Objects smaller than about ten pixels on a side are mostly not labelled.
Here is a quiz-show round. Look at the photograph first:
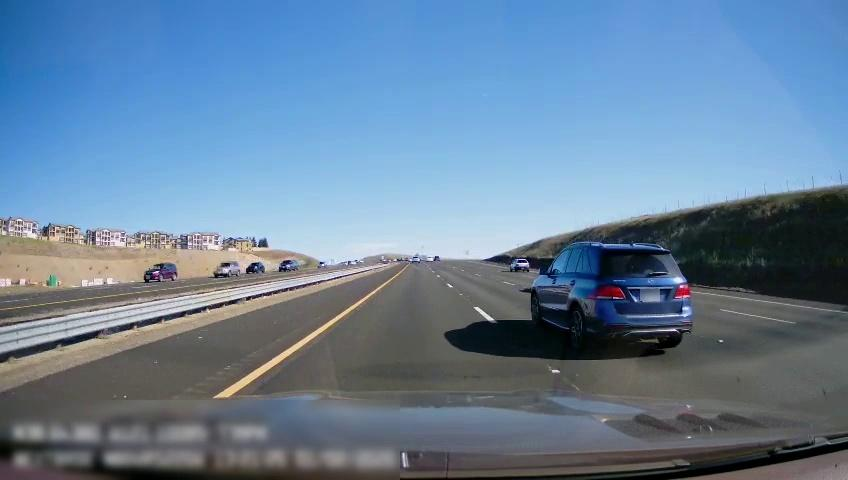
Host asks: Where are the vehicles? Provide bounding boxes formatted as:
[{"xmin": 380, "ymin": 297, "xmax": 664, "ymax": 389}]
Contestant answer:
[
  {"xmin": 246, "ymin": 262, "xmax": 265, "ymax": 274},
  {"xmin": 509, "ymin": 258, "xmax": 529, "ymax": 272},
  {"xmin": 530, "ymin": 243, "xmax": 695, "ymax": 349},
  {"xmin": 278, "ymin": 260, "xmax": 297, "ymax": 273},
  {"xmin": 143, "ymin": 262, "xmax": 178, "ymax": 283},
  {"xmin": 409, "ymin": 254, "xmax": 419, "ymax": 264},
  {"xmin": 213, "ymin": 262, "xmax": 240, "ymax": 278}
]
